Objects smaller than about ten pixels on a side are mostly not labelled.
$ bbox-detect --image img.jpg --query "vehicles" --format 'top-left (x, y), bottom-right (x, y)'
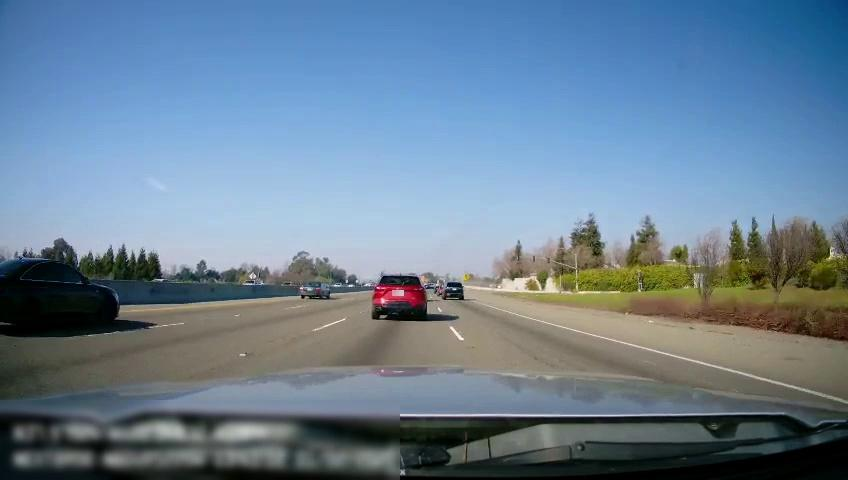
top-left (298, 280), bottom-right (331, 300)
top-left (0, 258), bottom-right (120, 333)
top-left (370, 273), bottom-right (427, 320)
top-left (440, 280), bottom-right (465, 301)
top-left (241, 279), bottom-right (265, 287)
